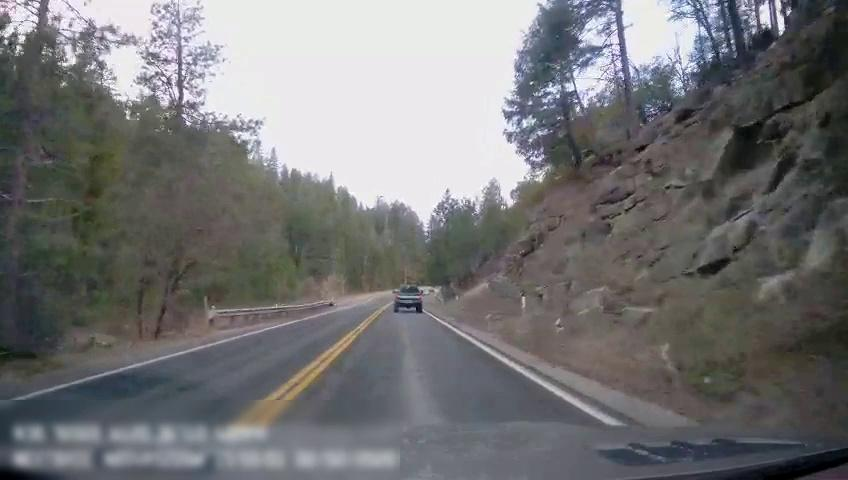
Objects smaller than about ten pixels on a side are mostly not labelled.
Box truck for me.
[392,284,423,314]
